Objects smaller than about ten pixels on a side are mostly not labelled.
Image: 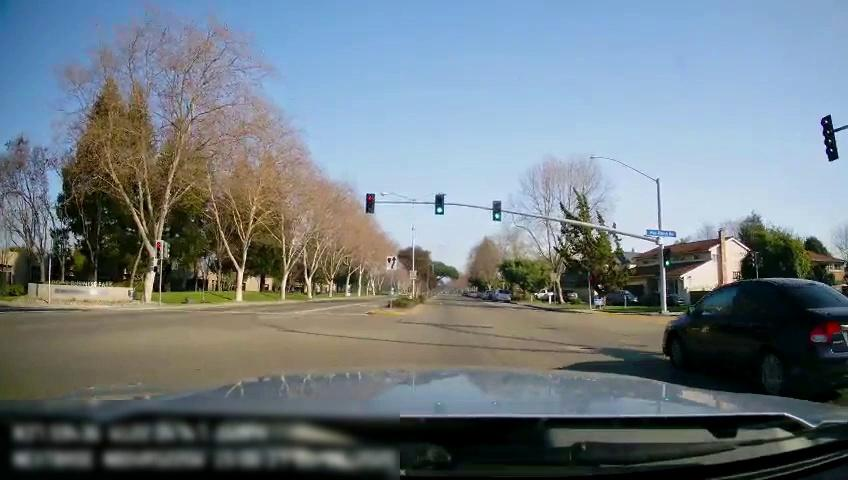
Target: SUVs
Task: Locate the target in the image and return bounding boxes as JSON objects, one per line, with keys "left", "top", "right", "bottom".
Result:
{"left": 479, "top": 289, "right": 493, "bottom": 301}
{"left": 559, "top": 288, "right": 579, "bottom": 305}
{"left": 600, "top": 289, "right": 634, "bottom": 307}
{"left": 491, "top": 288, "right": 512, "bottom": 303}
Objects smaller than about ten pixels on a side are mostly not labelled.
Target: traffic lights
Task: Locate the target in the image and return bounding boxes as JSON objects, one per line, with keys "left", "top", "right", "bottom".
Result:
{"left": 756, "top": 251, "right": 764, "bottom": 267}
{"left": 662, "top": 246, "right": 673, "bottom": 269}
{"left": 154, "top": 239, "right": 165, "bottom": 259}
{"left": 820, "top": 114, "right": 840, "bottom": 162}
{"left": 433, "top": 192, "right": 446, "bottom": 216}
{"left": 365, "top": 193, "right": 377, "bottom": 215}
{"left": 163, "top": 241, "right": 170, "bottom": 259}
{"left": 492, "top": 199, "right": 502, "bottom": 222}
{"left": 750, "top": 251, "right": 757, "bottom": 267}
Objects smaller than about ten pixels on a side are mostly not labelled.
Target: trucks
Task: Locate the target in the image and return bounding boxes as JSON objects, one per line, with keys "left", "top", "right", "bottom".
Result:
{"left": 531, "top": 287, "right": 559, "bottom": 302}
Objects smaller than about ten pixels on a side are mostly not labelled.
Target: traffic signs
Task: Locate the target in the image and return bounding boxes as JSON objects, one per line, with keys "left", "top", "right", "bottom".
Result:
{"left": 409, "top": 270, "right": 417, "bottom": 281}
{"left": 384, "top": 255, "right": 398, "bottom": 274}
{"left": 646, "top": 229, "right": 677, "bottom": 238}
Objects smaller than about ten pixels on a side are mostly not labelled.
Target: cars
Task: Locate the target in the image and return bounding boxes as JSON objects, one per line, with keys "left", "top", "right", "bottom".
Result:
{"left": 662, "top": 277, "right": 848, "bottom": 403}
{"left": 644, "top": 286, "right": 690, "bottom": 307}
